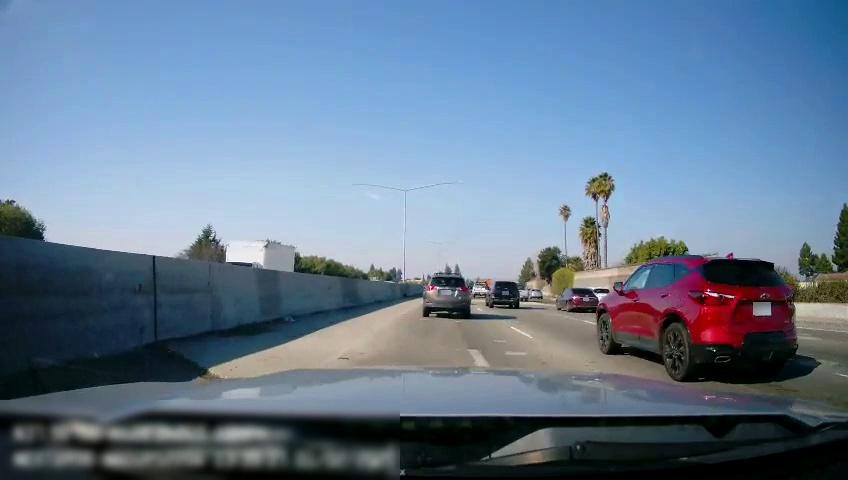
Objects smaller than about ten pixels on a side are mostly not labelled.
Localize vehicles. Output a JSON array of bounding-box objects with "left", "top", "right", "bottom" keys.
[
  {"left": 485, "top": 280, "right": 520, "bottom": 309},
  {"left": 422, "top": 272, "right": 474, "bottom": 318},
  {"left": 471, "top": 279, "right": 491, "bottom": 299},
  {"left": 527, "top": 289, "right": 543, "bottom": 300},
  {"left": 585, "top": 287, "right": 612, "bottom": 304},
  {"left": 555, "top": 286, "right": 599, "bottom": 313},
  {"left": 513, "top": 282, "right": 529, "bottom": 303},
  {"left": 595, "top": 254, "right": 800, "bottom": 382},
  {"left": 224, "top": 239, "right": 296, "bottom": 272}
]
